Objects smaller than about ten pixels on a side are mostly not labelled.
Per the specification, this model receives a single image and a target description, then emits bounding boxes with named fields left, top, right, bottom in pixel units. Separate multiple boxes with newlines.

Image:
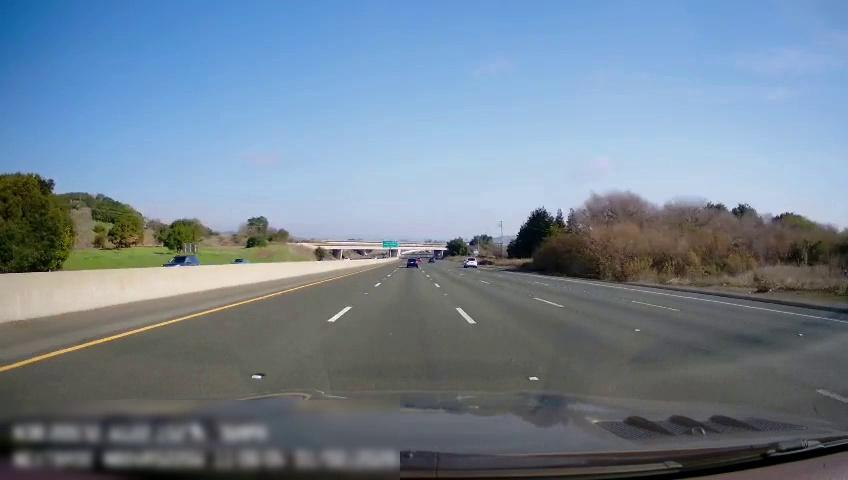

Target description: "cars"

left=406, top=258, right=418, bottom=268
left=230, top=258, right=248, bottom=265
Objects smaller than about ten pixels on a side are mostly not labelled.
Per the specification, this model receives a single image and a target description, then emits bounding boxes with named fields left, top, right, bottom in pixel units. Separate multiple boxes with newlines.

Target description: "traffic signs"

left=382, top=241, right=400, bottom=250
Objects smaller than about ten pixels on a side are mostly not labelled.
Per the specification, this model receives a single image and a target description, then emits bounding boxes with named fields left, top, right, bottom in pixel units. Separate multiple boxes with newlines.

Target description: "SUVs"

left=162, top=255, right=200, bottom=268
left=464, top=258, right=477, bottom=268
